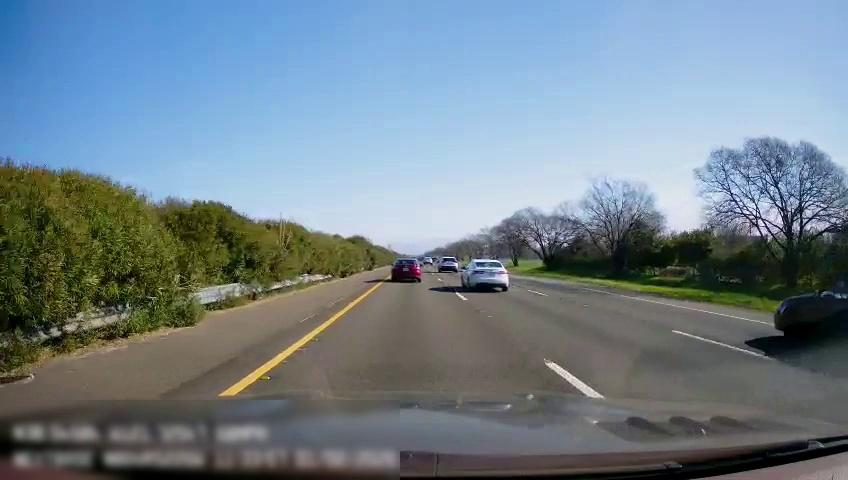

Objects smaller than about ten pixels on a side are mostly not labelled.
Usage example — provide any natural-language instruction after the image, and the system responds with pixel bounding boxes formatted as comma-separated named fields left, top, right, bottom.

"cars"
left=391, top=258, right=423, bottom=283
left=460, top=258, right=511, bottom=293
left=437, top=256, right=459, bottom=274
left=772, top=274, right=848, bottom=344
